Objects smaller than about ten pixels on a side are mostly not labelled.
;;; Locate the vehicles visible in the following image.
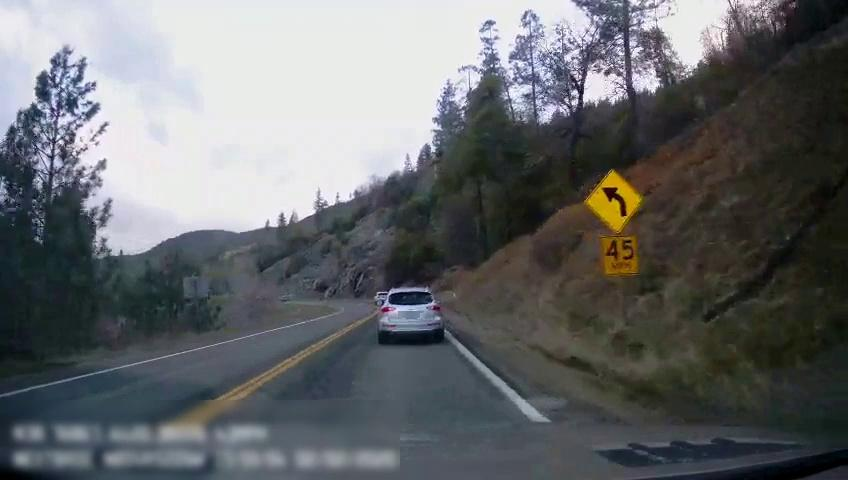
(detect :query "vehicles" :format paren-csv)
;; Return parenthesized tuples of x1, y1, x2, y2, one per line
(373, 291, 388, 304)
(376, 286, 444, 345)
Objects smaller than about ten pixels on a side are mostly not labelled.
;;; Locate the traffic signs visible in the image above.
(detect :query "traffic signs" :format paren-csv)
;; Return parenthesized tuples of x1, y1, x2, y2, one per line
(582, 167, 643, 235)
(600, 236, 639, 275)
